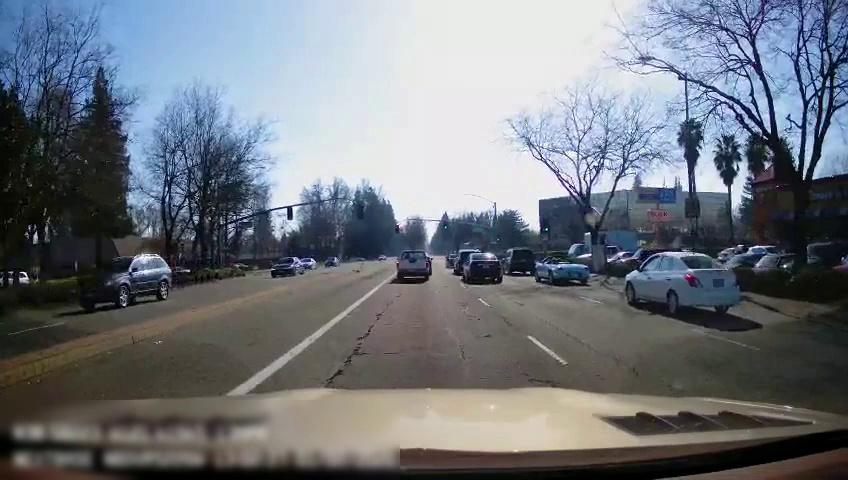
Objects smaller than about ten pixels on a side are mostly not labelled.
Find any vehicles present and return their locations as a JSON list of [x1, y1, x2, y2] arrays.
[[620, 249, 670, 270], [325, 257, 339, 267], [300, 257, 317, 270], [830, 257, 848, 275], [607, 251, 637, 265], [722, 253, 770, 273], [753, 253, 803, 273], [535, 256, 589, 284], [748, 246, 780, 254], [79, 254, 172, 309], [576, 246, 623, 265], [396, 249, 430, 280], [624, 252, 737, 317], [568, 232, 640, 260], [446, 253, 458, 268], [454, 249, 482, 275], [502, 248, 537, 275], [718, 247, 746, 263], [779, 242, 848, 274], [463, 253, 503, 284], [271, 256, 304, 277]]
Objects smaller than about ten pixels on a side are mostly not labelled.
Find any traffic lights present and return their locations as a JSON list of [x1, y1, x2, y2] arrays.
[[287, 206, 293, 220]]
